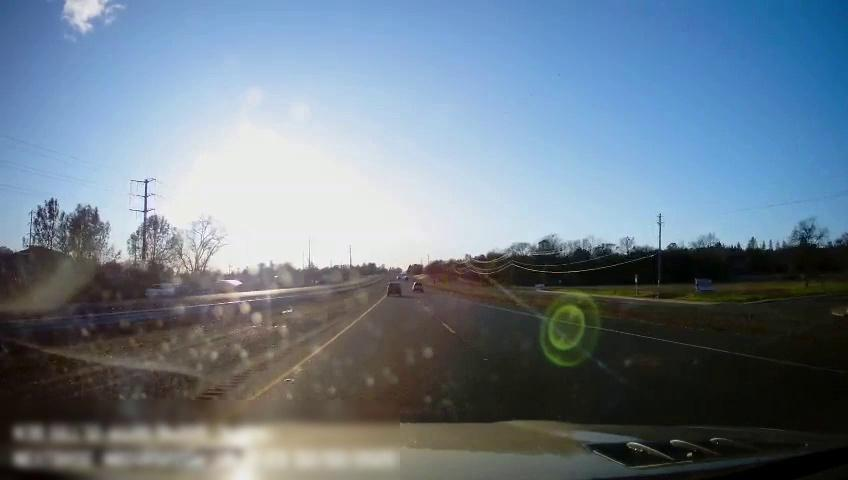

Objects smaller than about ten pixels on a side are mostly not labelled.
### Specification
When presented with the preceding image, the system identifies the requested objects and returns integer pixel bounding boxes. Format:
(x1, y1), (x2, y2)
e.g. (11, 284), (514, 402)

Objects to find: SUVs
(144, 284), (175, 299)
(412, 282), (424, 292)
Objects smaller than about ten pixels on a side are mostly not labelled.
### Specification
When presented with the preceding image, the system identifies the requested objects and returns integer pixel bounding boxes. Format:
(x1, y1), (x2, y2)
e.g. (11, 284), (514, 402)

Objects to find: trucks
(386, 282), (402, 296)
